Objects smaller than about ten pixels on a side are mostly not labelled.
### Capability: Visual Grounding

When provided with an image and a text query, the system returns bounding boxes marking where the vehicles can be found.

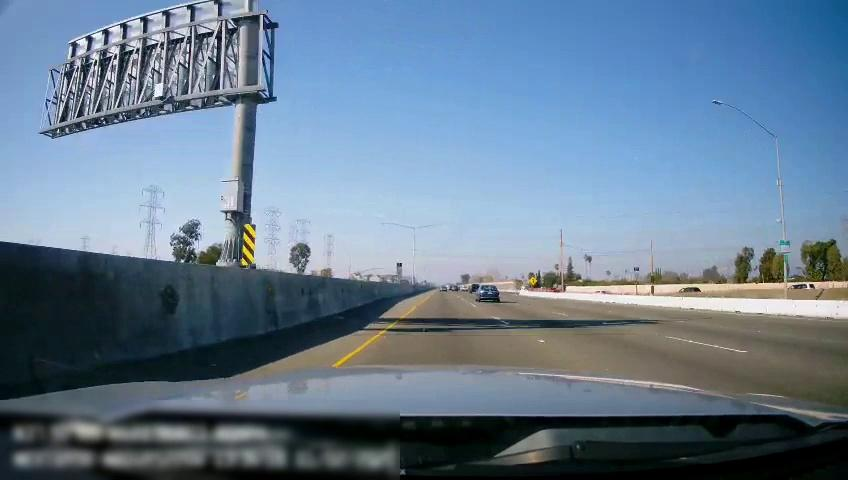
[469,283,479,294]
[475,284,500,303]
[788,283,818,289]
[676,287,702,293]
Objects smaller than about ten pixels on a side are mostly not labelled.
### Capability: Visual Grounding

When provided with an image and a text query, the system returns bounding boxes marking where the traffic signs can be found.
[242,223,255,266]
